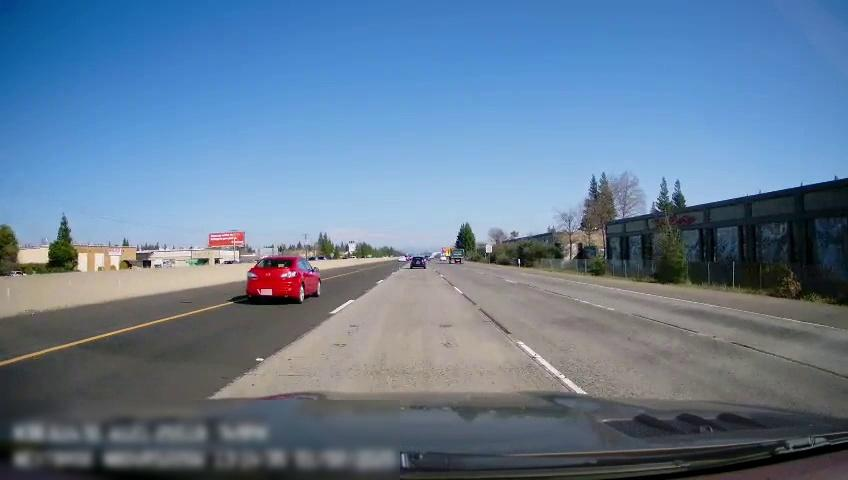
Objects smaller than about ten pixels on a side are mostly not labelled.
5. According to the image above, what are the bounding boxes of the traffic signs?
[348,240,356,252]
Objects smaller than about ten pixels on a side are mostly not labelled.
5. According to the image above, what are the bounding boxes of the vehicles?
[245,255,322,305]
[409,256,426,270]
[449,248,465,265]
[220,260,242,265]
